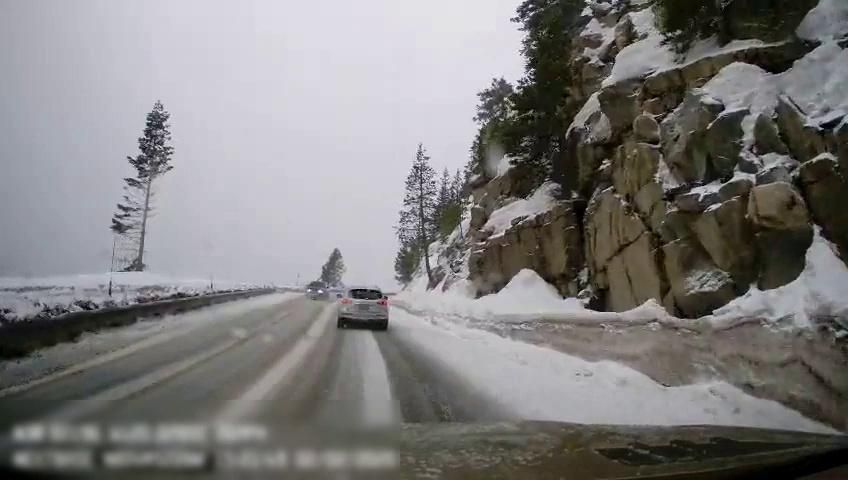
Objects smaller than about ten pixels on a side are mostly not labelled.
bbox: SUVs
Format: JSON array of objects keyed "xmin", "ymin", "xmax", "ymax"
[
  {"xmin": 335, "ymin": 286, "xmax": 390, "ymax": 331},
  {"xmin": 304, "ymin": 281, "xmax": 330, "ymax": 300}
]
